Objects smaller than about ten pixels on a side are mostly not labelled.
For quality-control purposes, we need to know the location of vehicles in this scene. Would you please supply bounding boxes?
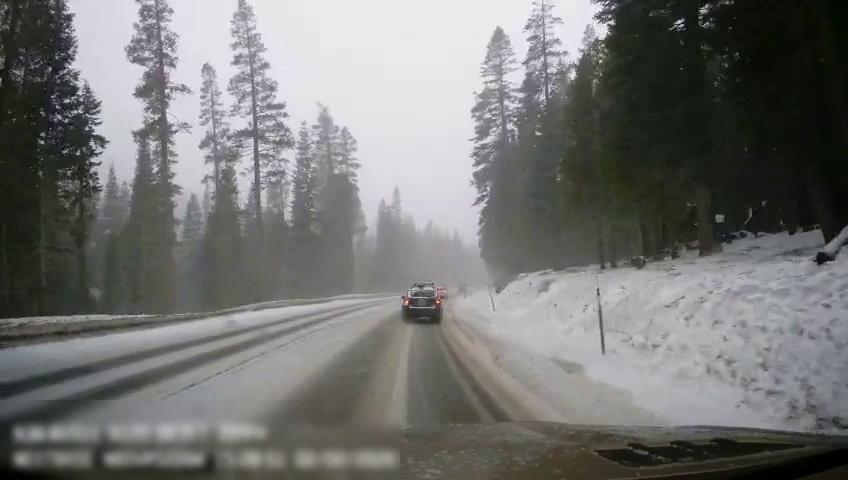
[433,286,449,299]
[401,282,445,323]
